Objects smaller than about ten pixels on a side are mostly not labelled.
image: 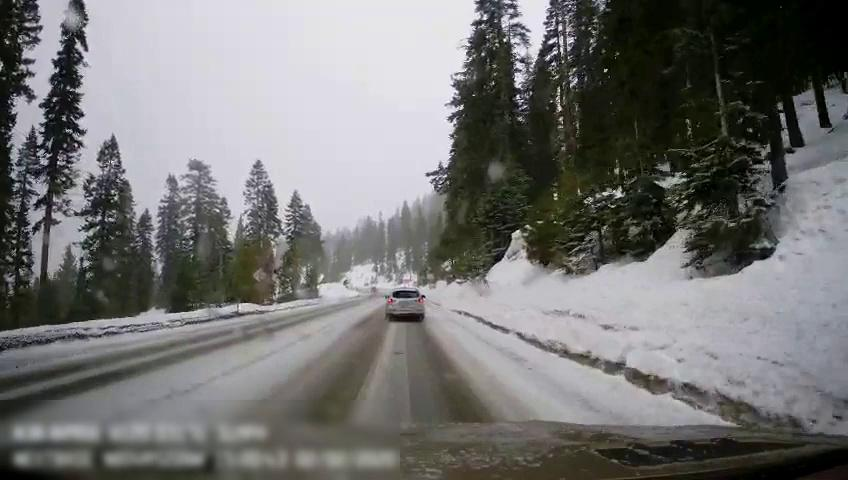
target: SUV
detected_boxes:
[384,288,427,323]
